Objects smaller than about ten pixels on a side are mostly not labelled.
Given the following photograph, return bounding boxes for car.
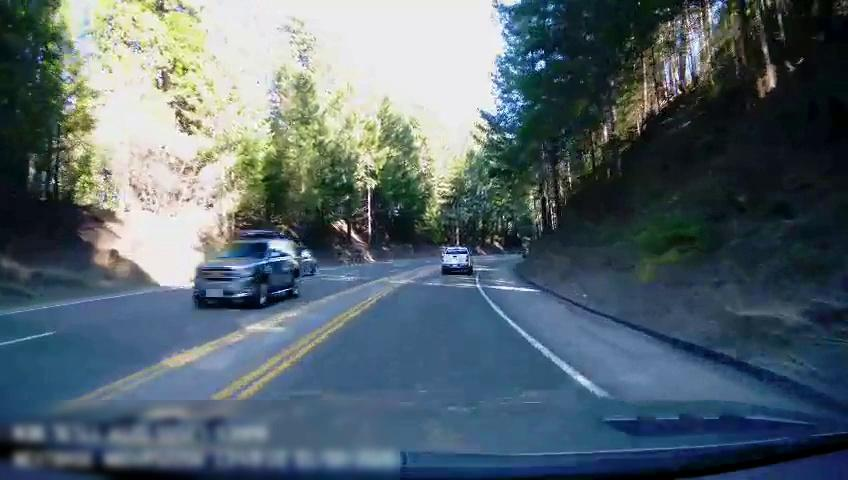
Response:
[297,248,318,278]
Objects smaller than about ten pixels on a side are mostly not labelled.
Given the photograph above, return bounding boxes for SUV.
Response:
[191,229,305,309]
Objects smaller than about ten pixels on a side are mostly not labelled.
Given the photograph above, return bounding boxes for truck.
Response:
[440,245,474,275]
